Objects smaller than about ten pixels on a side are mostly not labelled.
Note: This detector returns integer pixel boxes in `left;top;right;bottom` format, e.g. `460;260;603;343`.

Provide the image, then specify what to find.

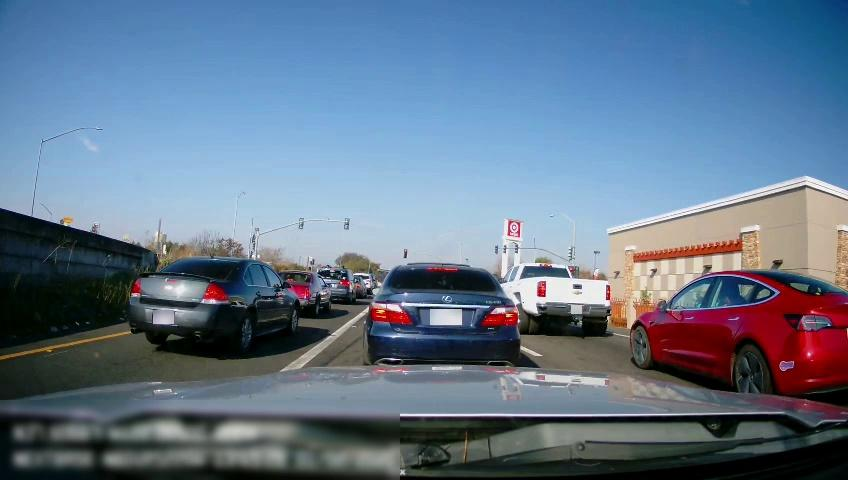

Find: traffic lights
343;217;351;231
567;265;578;280
298;217;305;230
403;248;408;259
502;244;508;255
567;246;574;261
573;265;581;280
494;244;499;255
514;242;520;254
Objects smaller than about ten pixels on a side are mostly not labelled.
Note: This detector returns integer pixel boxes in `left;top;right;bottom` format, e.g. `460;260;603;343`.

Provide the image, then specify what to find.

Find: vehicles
628;267;848;397
316;264;359;305
352;272;374;295
361;262;523;369
274;269;334;317
369;273;378;289
496;262;613;336
352;275;369;300
126;255;301;356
